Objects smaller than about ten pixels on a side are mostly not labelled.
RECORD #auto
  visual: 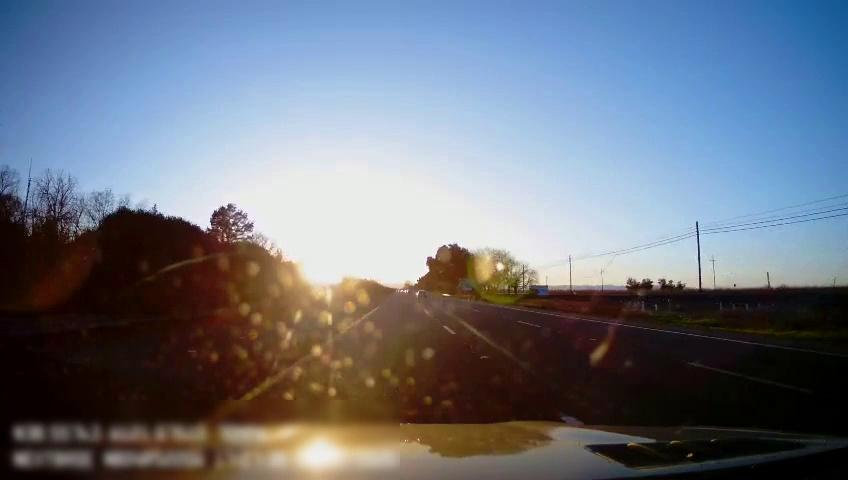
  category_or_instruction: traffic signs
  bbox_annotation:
[461,280,478,292]
[529,285,551,296]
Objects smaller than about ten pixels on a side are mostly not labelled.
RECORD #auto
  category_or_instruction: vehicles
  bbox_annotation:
[416,290,427,299]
